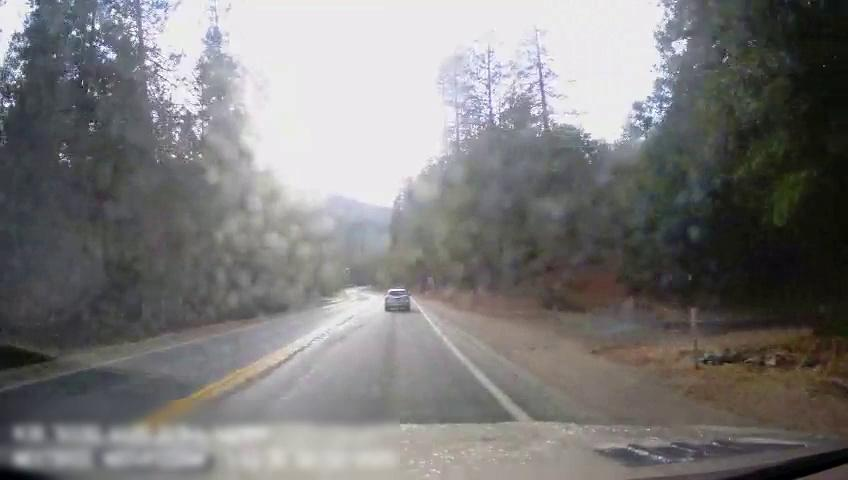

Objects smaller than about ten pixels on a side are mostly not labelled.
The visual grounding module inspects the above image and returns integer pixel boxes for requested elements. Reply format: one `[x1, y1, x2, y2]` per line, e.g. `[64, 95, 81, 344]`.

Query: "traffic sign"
[426, 275, 434, 286]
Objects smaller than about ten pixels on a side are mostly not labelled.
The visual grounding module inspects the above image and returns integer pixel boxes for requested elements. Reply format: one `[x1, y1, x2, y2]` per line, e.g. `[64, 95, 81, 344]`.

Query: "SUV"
[384, 288, 412, 313]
